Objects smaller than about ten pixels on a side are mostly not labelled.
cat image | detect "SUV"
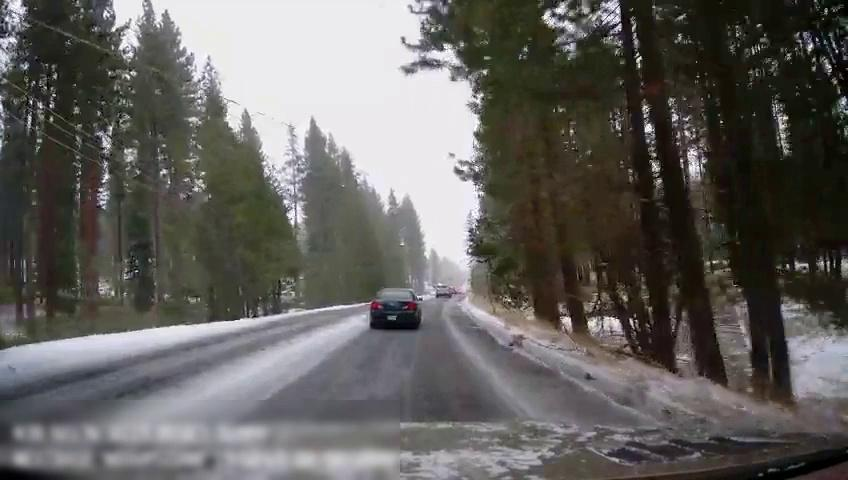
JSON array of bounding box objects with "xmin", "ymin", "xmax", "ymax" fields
[{"xmin": 435, "ymin": 284, "xmax": 452, "ymax": 298}]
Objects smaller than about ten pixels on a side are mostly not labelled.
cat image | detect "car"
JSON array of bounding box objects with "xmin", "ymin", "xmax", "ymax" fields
[{"xmin": 369, "ymin": 287, "xmax": 423, "ymax": 330}]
